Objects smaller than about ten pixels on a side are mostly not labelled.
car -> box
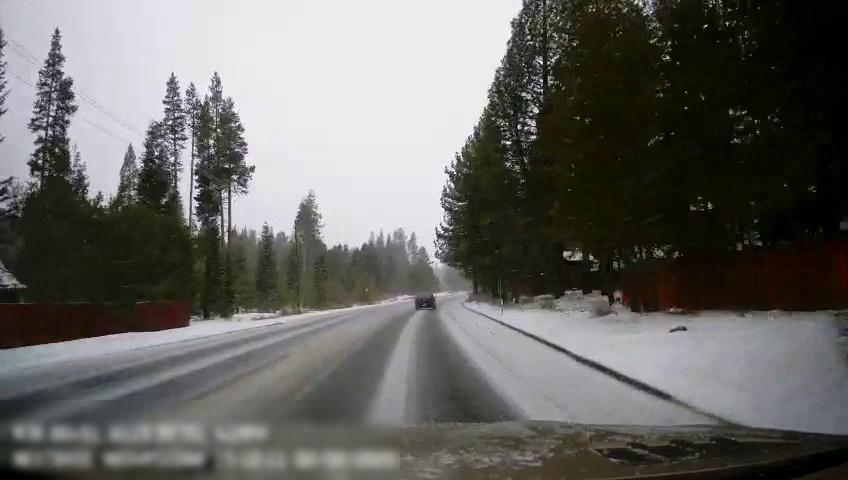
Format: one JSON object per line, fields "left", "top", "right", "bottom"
{"left": 414, "top": 291, "right": 437, "bottom": 311}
